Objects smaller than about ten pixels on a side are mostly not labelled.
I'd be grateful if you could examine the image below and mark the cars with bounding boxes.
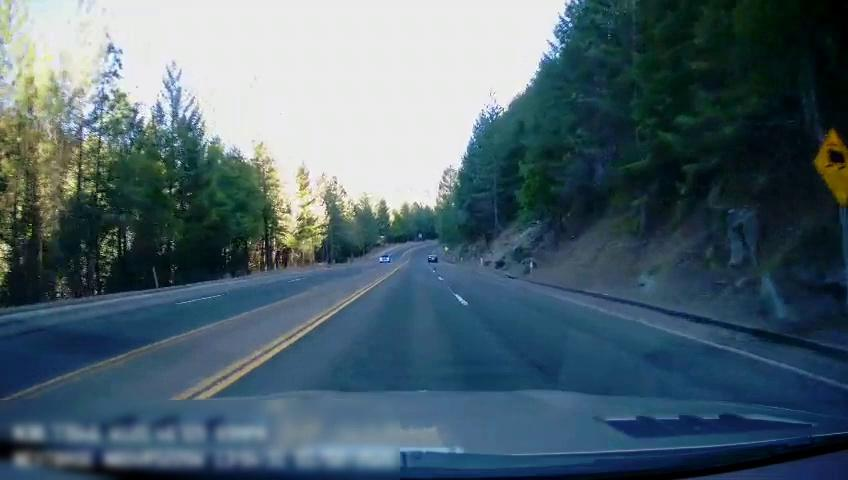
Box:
[426,253,438,263]
[378,253,392,264]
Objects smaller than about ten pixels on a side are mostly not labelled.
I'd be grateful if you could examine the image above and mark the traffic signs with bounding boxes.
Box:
[813,126,848,206]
